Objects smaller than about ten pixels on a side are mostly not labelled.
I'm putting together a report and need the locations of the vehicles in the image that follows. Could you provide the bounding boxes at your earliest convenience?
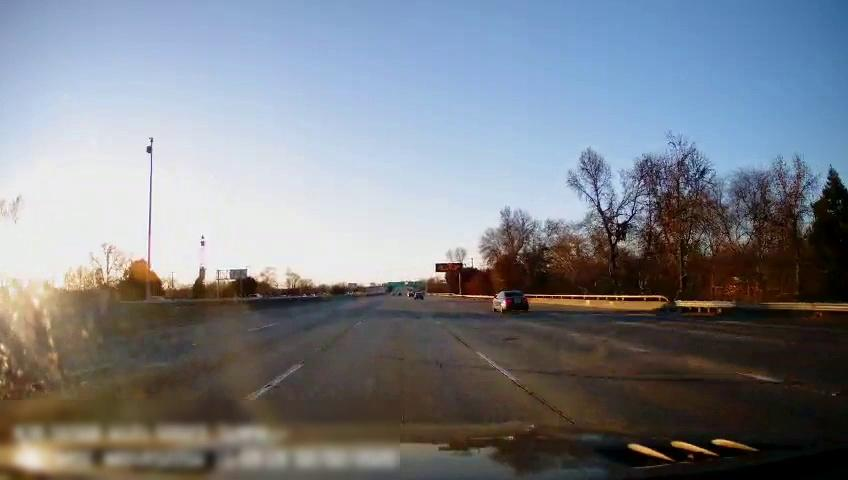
[249,293,263,298]
[491,290,530,314]
[414,292,424,301]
